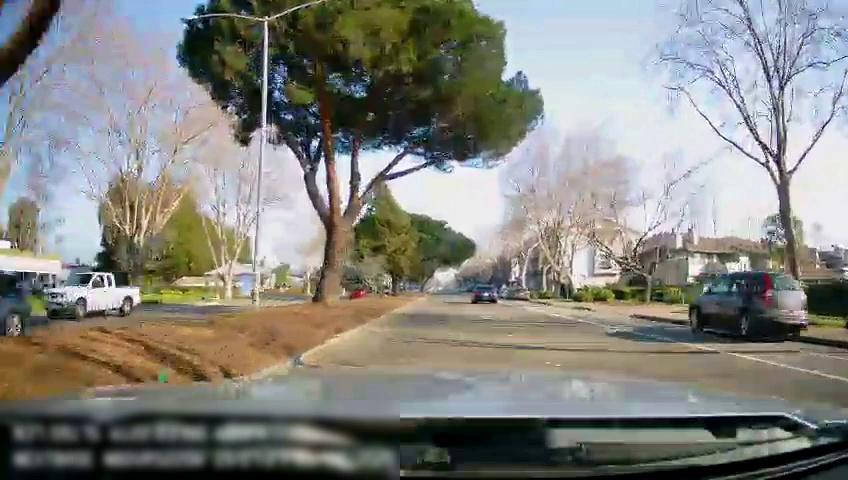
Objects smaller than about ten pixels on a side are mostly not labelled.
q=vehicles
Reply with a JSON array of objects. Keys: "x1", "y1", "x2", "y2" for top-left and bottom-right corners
[
  {"x1": 349, "y1": 288, "x2": 367, "y2": 299},
  {"x1": 686, "y1": 271, "x2": 811, "y2": 342},
  {"x1": 502, "y1": 285, "x2": 530, "y2": 300},
  {"x1": 0, "y1": 273, "x2": 34, "y2": 339},
  {"x1": 471, "y1": 284, "x2": 498, "y2": 305},
  {"x1": 498, "y1": 282, "x2": 507, "y2": 299},
  {"x1": 42, "y1": 271, "x2": 142, "y2": 321}
]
